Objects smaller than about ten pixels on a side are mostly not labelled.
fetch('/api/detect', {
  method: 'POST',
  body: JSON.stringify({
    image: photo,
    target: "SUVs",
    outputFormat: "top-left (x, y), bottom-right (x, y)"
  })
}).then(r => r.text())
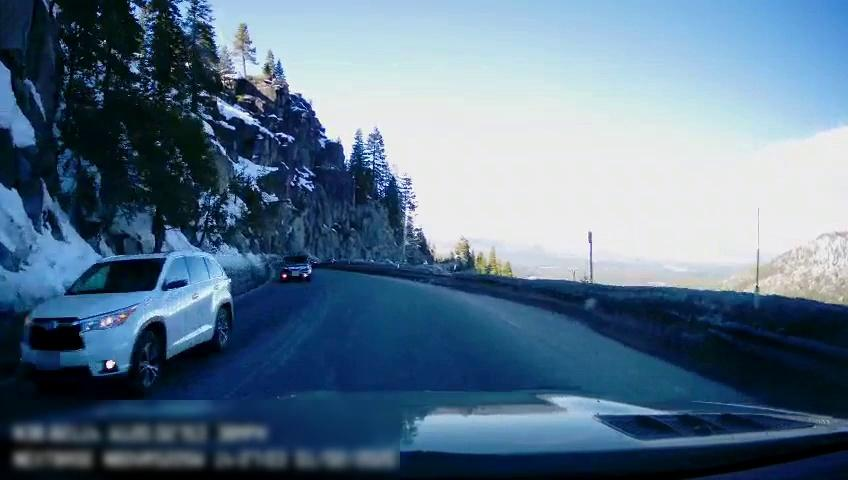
top-left (278, 256), bottom-right (312, 282)
top-left (19, 252), bottom-right (236, 396)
